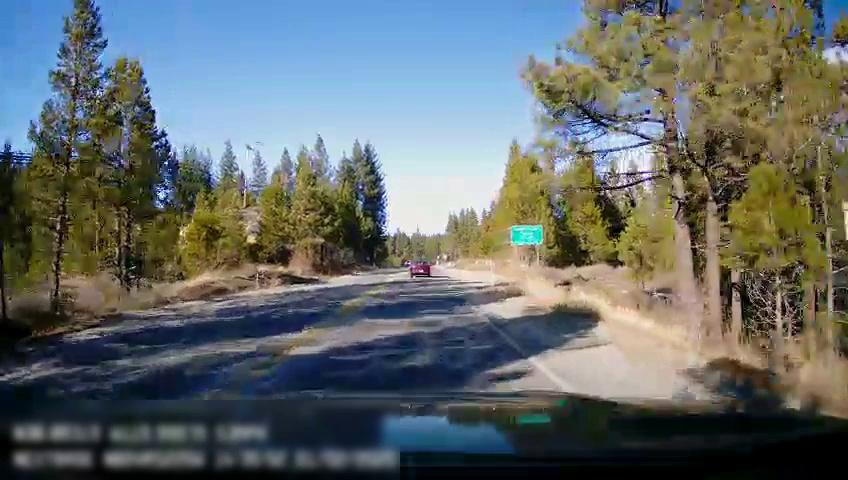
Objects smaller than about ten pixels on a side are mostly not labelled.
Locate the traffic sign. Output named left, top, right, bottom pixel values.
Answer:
left=509, top=224, right=543, bottom=245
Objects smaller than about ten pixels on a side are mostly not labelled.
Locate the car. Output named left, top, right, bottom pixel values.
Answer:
left=409, top=258, right=431, bottom=278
